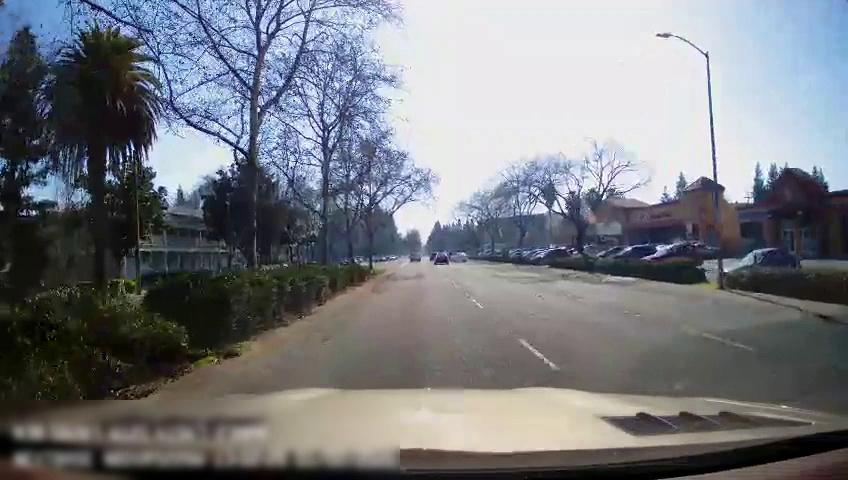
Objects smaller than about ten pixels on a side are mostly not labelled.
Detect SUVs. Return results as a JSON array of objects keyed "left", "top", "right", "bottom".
[
  {"left": 532, "top": 249, "right": 569, "bottom": 263},
  {"left": 639, "top": 245, "right": 704, "bottom": 268}
]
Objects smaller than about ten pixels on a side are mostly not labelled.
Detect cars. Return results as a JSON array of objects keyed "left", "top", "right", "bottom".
[
  {"left": 606, "top": 245, "right": 658, "bottom": 265},
  {"left": 724, "top": 248, "right": 800, "bottom": 275},
  {"left": 452, "top": 252, "right": 468, "bottom": 263},
  {"left": 434, "top": 252, "right": 448, "bottom": 264},
  {"left": 594, "top": 247, "right": 627, "bottom": 262}
]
